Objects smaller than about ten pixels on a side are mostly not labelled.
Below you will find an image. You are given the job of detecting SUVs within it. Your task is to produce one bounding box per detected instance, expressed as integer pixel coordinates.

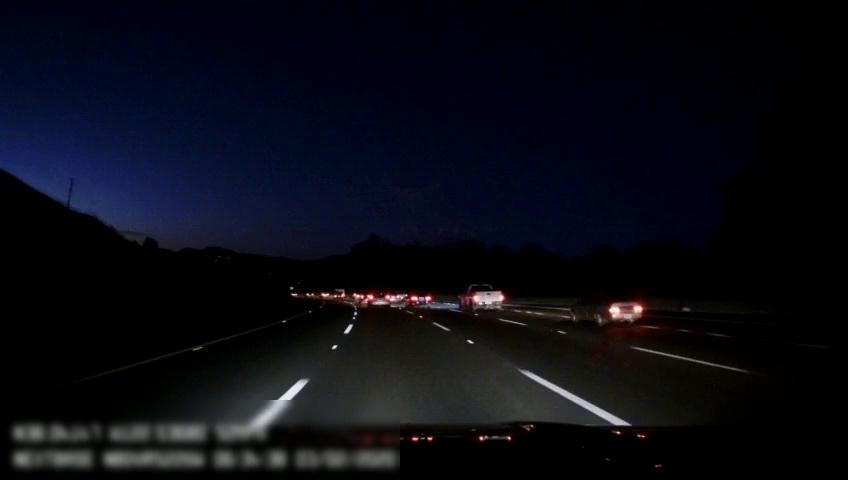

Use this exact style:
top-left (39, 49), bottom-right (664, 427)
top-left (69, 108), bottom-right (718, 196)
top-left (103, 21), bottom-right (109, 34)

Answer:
top-left (366, 291), bottom-right (390, 310)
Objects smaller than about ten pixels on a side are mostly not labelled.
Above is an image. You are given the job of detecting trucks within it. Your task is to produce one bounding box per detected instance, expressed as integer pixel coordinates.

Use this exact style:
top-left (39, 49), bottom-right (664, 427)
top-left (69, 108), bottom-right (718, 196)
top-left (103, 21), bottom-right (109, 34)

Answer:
top-left (458, 283), bottom-right (504, 316)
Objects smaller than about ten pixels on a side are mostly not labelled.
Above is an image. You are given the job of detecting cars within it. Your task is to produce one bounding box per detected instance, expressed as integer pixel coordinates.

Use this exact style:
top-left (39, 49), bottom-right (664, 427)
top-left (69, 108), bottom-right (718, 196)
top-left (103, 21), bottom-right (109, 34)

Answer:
top-left (571, 291), bottom-right (644, 326)
top-left (405, 290), bottom-right (432, 310)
